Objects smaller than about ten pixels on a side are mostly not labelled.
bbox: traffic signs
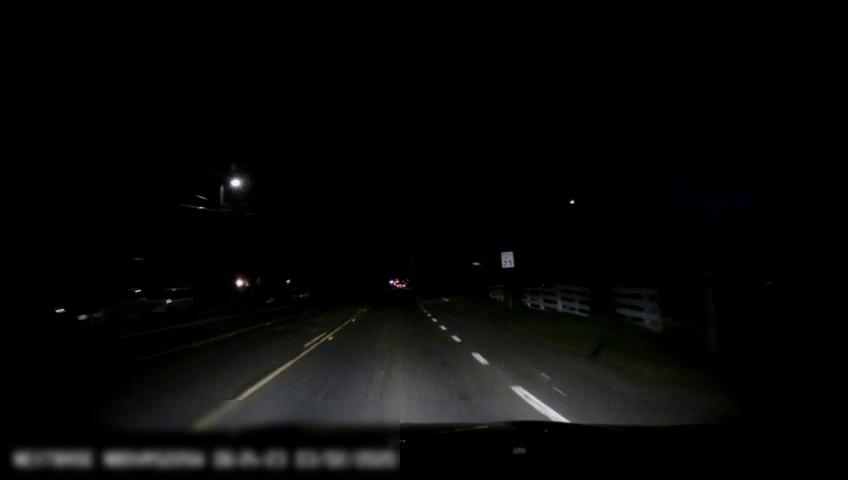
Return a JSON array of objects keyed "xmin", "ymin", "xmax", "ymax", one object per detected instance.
[{"xmin": 501, "ymin": 250, "xmax": 515, "ymax": 269}]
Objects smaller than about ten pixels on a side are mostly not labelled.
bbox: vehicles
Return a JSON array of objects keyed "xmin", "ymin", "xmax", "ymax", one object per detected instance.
[
  {"xmin": 395, "ymin": 282, "xmax": 408, "ymax": 294},
  {"xmin": 142, "ymin": 286, "xmax": 196, "ymax": 317},
  {"xmin": 76, "ymin": 285, "xmax": 147, "ymax": 327}
]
